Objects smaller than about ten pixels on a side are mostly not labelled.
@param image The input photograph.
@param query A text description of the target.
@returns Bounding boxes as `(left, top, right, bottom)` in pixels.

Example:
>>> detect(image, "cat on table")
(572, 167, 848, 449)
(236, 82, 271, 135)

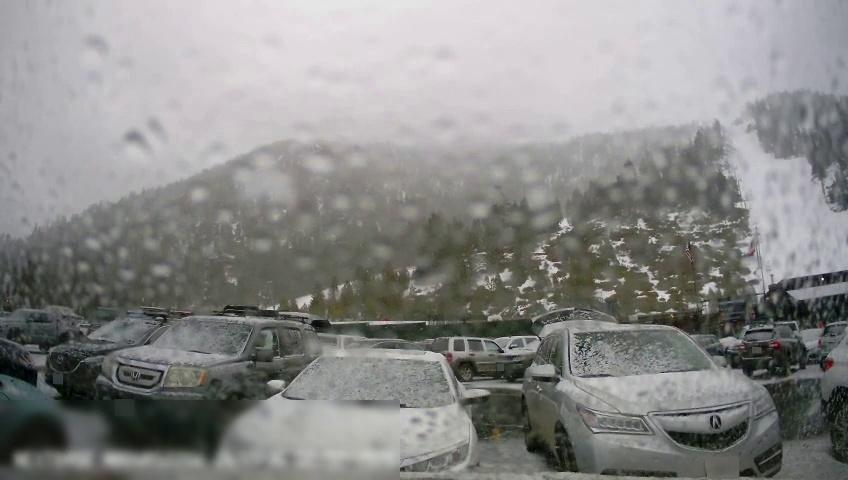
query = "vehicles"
(429, 336, 506, 382)
(493, 335, 538, 352)
(503, 321, 564, 384)
(44, 318, 169, 412)
(799, 328, 823, 366)
(216, 348, 492, 473)
(820, 335, 848, 464)
(520, 321, 783, 480)
(95, 316, 324, 461)
(0, 337, 40, 388)
(818, 321, 848, 370)
(687, 334, 726, 357)
(0, 373, 71, 468)
(719, 336, 742, 347)
(316, 333, 362, 354)
(0, 308, 80, 355)
(728, 340, 743, 369)
(740, 326, 809, 378)
(343, 337, 423, 351)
